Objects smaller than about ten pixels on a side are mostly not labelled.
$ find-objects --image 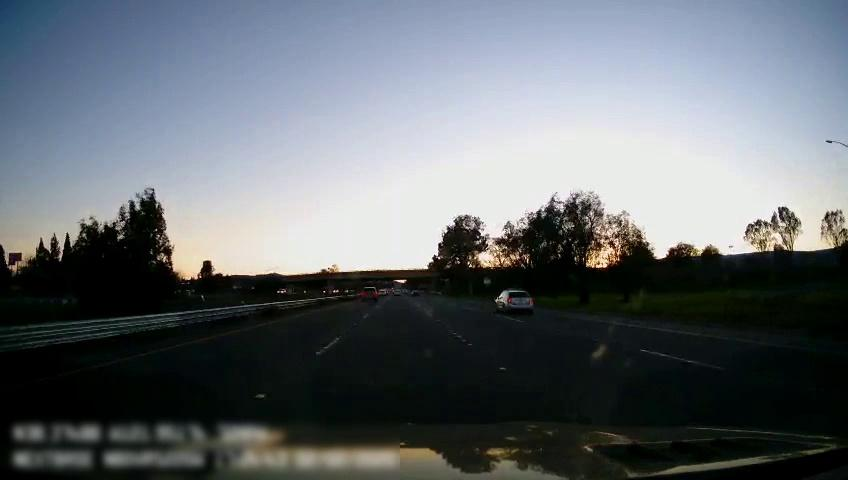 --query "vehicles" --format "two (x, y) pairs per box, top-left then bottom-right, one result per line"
(494, 290), (534, 315)
(277, 289), (288, 295)
(360, 287), (377, 302)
